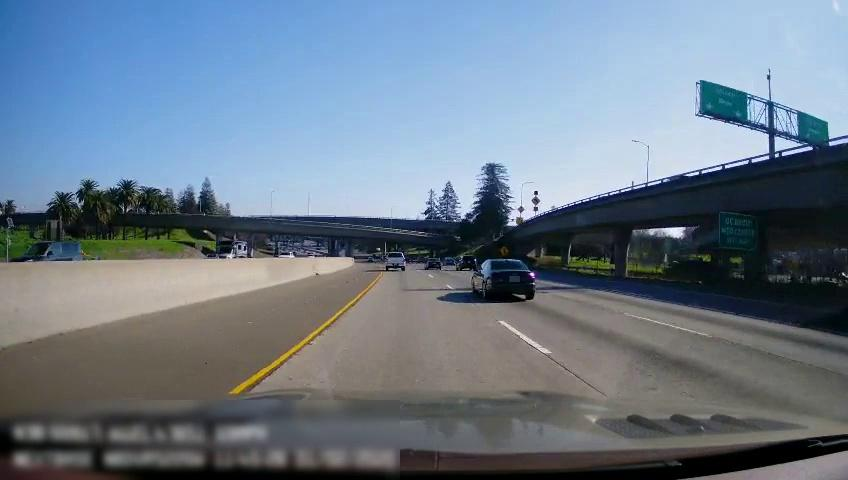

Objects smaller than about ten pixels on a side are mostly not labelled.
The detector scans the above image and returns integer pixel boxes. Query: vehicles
[666,174,688,182]
[10,240,82,263]
[424,257,442,271]
[215,239,248,260]
[385,251,406,271]
[470,258,536,301]
[278,252,296,259]
[454,255,479,272]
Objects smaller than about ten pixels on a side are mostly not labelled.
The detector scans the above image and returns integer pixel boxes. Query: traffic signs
[498,246,509,257]
[699,78,749,124]
[271,232,287,241]
[797,110,830,148]
[289,233,305,241]
[718,210,756,253]
[45,220,62,240]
